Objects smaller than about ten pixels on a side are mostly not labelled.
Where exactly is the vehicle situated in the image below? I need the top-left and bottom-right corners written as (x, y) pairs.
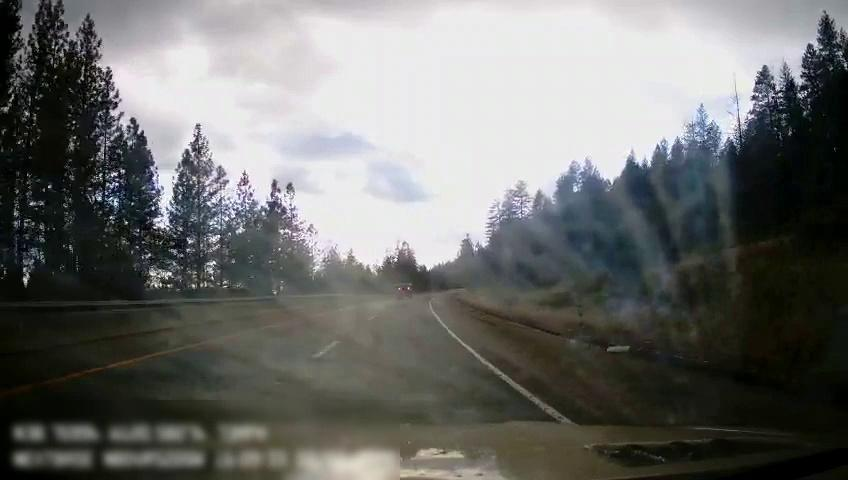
top-left (396, 283), bottom-right (414, 298)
